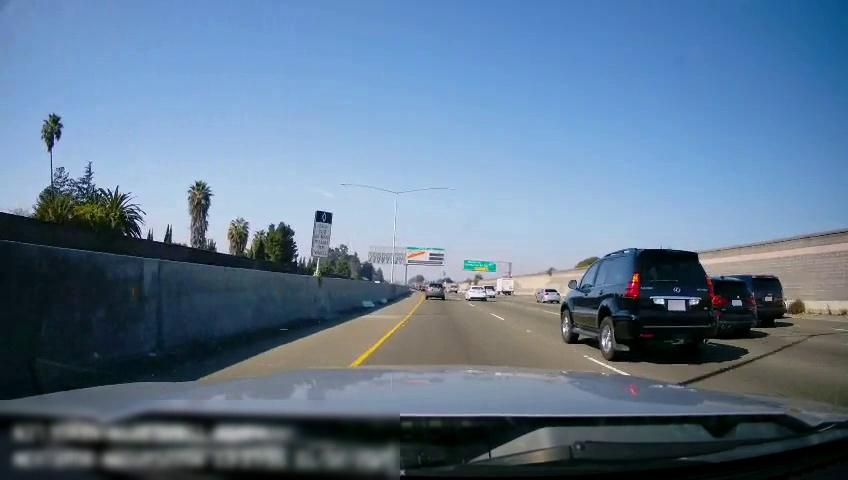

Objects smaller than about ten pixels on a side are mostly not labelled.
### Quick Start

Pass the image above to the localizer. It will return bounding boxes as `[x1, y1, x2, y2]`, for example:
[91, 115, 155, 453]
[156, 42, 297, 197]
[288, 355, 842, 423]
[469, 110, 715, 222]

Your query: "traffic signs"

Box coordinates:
[463, 259, 497, 273]
[405, 245, 446, 266]
[311, 210, 333, 257]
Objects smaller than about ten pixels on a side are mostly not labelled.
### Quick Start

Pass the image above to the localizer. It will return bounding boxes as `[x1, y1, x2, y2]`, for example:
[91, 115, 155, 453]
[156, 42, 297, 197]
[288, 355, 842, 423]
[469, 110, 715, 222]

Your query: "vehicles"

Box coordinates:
[494, 278, 514, 296]
[447, 285, 459, 294]
[535, 288, 561, 304]
[464, 285, 487, 302]
[560, 247, 716, 362]
[707, 276, 757, 339]
[719, 273, 786, 329]
[482, 285, 496, 299]
[424, 282, 447, 301]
